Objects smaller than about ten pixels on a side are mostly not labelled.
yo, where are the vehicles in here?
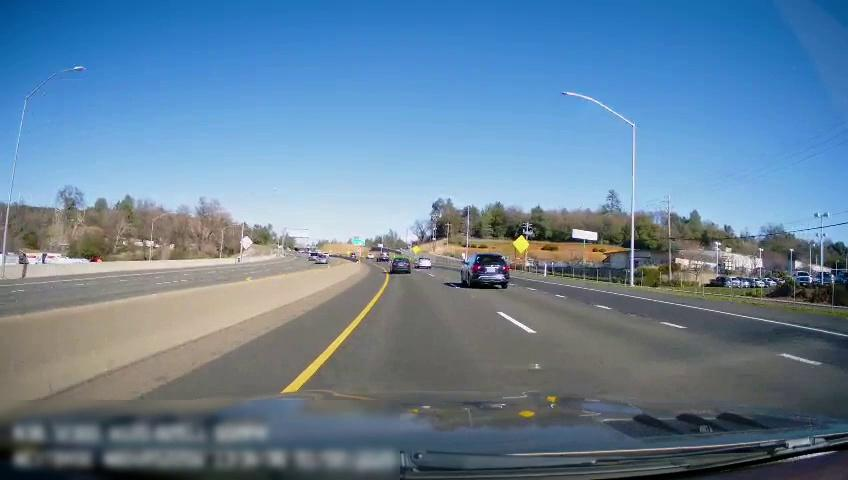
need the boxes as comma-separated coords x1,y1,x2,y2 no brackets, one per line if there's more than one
390,256,413,274
315,254,329,265
460,252,511,290
309,252,321,262
414,257,432,269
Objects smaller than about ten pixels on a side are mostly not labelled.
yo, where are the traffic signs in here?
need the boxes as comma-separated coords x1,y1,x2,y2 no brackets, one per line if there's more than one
349,238,365,246
513,234,529,255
